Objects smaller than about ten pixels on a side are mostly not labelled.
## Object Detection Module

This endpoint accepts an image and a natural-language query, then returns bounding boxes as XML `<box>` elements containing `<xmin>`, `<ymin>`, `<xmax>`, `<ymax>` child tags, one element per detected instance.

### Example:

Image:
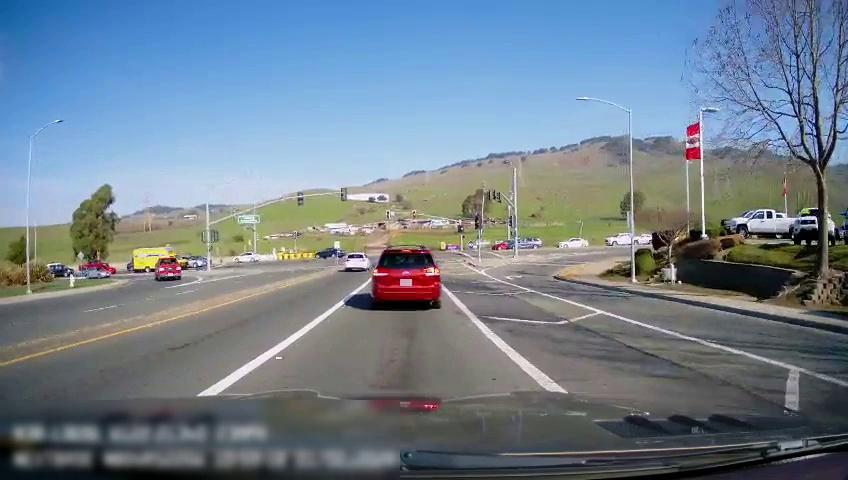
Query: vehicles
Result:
<box><xmin>557</xmin><ymin>237</ymin><xmax>590</xmax><ymax>249</ymax></box>
<box><xmin>179</xmin><ymin>257</ymin><xmax>205</xmax><ymax>268</ymax></box>
<box><xmin>188</xmin><ymin>255</ymin><xmax>208</xmax><ymax>262</ymax></box>
<box><xmin>49</xmin><ymin>264</ymin><xmax>75</xmax><ymax>278</ymax></box>
<box><xmin>370</xmin><ymin>243</ymin><xmax>443</xmax><ymax>309</ymax></box>
<box><xmin>492</xmin><ymin>241</ymin><xmax>511</xmax><ymax>251</ymax></box>
<box><xmin>606</xmin><ymin>232</ymin><xmax>646</xmax><ymax>247</ymax></box>
<box><xmin>132</xmin><ymin>247</ymin><xmax>188</xmax><ymax>273</ymax></box>
<box><xmin>231</xmin><ymin>252</ymin><xmax>261</xmax><ymax>264</ymax></box>
<box><xmin>125</xmin><ymin>261</ymin><xmax>136</xmax><ymax>273</ymax></box>
<box><xmin>509</xmin><ymin>237</ymin><xmax>543</xmax><ymax>250</ymax></box>
<box><xmin>153</xmin><ymin>256</ymin><xmax>183</xmax><ymax>281</ymax></box>
<box><xmin>315</xmin><ymin>246</ymin><xmax>346</xmax><ymax>260</ymax></box>
<box><xmin>82</xmin><ymin>267</ymin><xmax>112</xmax><ymax>280</ymax></box>
<box><xmin>78</xmin><ymin>261</ymin><xmax>118</xmax><ymax>275</ymax></box>
<box><xmin>343</xmin><ymin>251</ymin><xmax>372</xmax><ymax>272</ymax></box>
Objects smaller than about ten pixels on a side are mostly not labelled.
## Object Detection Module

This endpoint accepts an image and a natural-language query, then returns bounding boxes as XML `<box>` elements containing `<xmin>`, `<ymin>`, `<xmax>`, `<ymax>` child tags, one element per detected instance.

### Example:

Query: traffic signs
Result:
<box><xmin>237</xmin><ymin>213</ymin><xmax>262</xmax><ymax>225</ymax></box>
<box><xmin>332</xmin><ymin>239</ymin><xmax>342</xmax><ymax>251</ymax></box>
<box><xmin>431</xmin><ymin>219</ymin><xmax>451</xmax><ymax>227</ymax></box>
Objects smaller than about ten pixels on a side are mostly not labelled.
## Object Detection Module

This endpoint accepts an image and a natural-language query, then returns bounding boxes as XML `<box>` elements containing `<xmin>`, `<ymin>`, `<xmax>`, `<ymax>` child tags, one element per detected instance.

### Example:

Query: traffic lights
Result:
<box><xmin>294</xmin><ymin>190</ymin><xmax>306</xmax><ymax>207</ymax></box>
<box><xmin>385</xmin><ymin>210</ymin><xmax>391</xmax><ymax>221</ymax></box>
<box><xmin>487</xmin><ymin>188</ymin><xmax>493</xmax><ymax>201</ymax></box>
<box><xmin>200</xmin><ymin>230</ymin><xmax>207</xmax><ymax>242</ymax></box>
<box><xmin>492</xmin><ymin>188</ymin><xmax>497</xmax><ymax>201</ymax></box>
<box><xmin>209</xmin><ymin>229</ymin><xmax>219</xmax><ymax>243</ymax></box>
<box><xmin>496</xmin><ymin>191</ymin><xmax>502</xmax><ymax>204</ymax></box>
<box><xmin>339</xmin><ymin>186</ymin><xmax>349</xmax><ymax>202</ymax></box>
<box><xmin>473</xmin><ymin>215</ymin><xmax>482</xmax><ymax>230</ymax></box>
<box><xmin>507</xmin><ymin>214</ymin><xmax>515</xmax><ymax>229</ymax></box>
